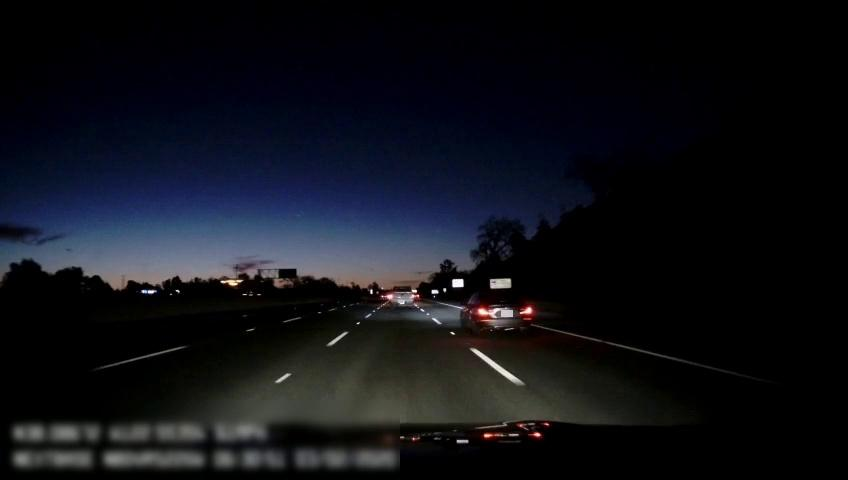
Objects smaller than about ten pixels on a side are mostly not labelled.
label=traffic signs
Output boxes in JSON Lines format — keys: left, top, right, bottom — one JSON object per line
{"left": 489, "top": 278, "right": 512, "bottom": 289}
{"left": 452, "top": 279, "right": 464, "bottom": 288}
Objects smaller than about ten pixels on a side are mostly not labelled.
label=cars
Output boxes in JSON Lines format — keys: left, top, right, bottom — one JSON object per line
{"left": 458, "top": 287, "right": 540, "bottom": 337}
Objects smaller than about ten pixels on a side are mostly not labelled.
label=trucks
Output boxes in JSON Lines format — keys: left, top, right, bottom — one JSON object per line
{"left": 387, "top": 284, "right": 416, "bottom": 310}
